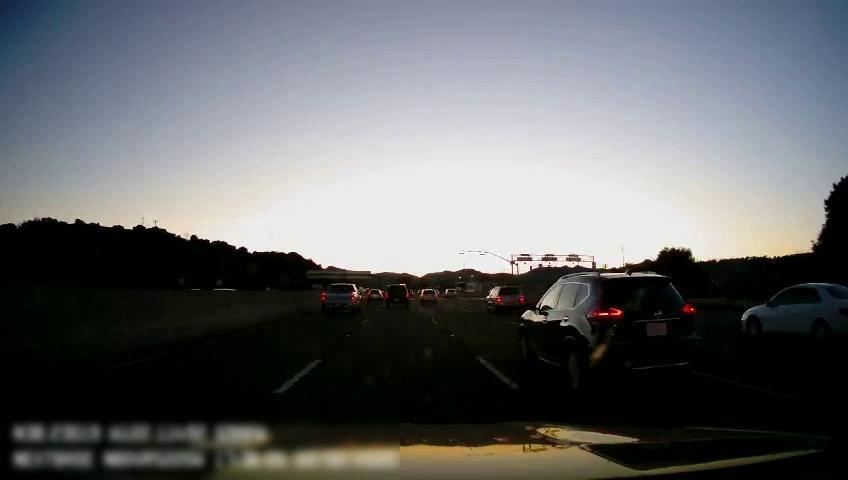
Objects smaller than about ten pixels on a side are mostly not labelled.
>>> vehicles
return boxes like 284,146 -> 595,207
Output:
367,288 -> 385,302
443,287 -> 458,299
387,283 -> 410,305
320,282 -> 363,315
741,282 -> 848,350
485,285 -> 526,314
418,287 -> 438,303
515,271 -> 699,396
